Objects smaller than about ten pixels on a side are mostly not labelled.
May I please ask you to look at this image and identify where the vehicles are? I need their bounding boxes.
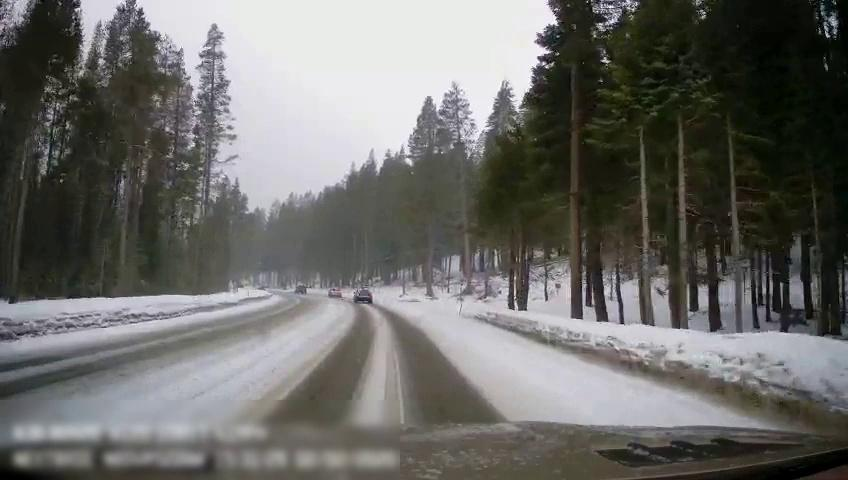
[328,288,342,298]
[295,285,307,294]
[353,286,373,304]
